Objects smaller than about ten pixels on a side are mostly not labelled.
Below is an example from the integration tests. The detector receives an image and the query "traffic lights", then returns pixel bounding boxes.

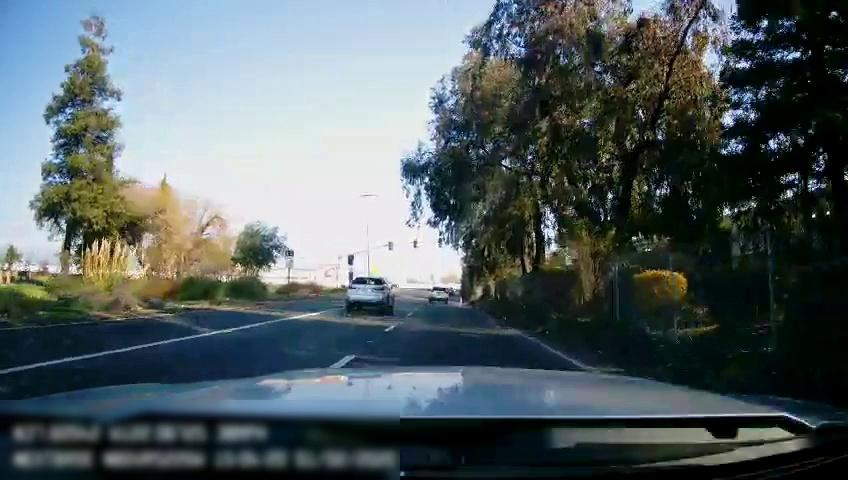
[347,255,355,266]
[348,271,354,281]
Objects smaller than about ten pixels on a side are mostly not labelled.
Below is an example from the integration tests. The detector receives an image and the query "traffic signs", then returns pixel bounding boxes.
[284,249,295,268]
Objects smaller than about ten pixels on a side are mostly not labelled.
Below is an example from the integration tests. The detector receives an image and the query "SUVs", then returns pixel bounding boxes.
[345,277,397,316]
[428,286,449,304]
